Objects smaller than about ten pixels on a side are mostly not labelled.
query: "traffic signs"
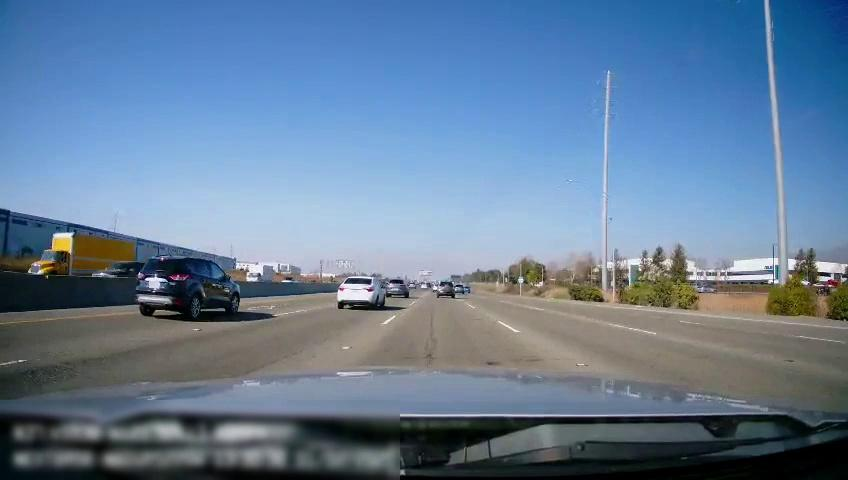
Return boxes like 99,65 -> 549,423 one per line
418,270 -> 433,276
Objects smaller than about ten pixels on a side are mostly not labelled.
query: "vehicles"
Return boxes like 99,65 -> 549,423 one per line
385,279 -> 409,298
27,232 -> 138,277
453,284 -> 465,295
281,276 -> 299,283
92,260 -> 148,278
246,264 -> 275,283
694,284 -> 720,295
436,280 -> 456,298
336,275 -> 387,310
135,255 -> 242,321
432,284 -> 441,293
